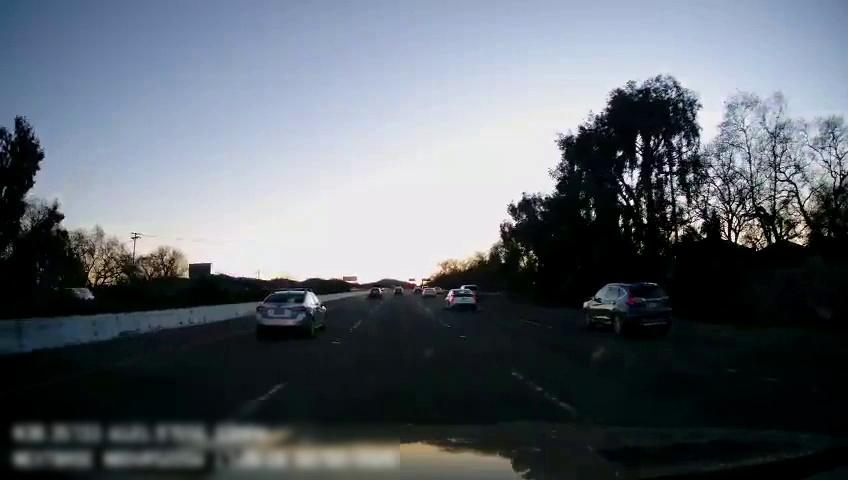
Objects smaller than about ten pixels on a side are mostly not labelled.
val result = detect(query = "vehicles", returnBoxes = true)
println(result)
[422,287,437,299]
[460,285,479,301]
[255,290,328,338]
[581,283,672,338]
[445,289,476,312]
[393,288,404,296]
[366,286,383,300]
